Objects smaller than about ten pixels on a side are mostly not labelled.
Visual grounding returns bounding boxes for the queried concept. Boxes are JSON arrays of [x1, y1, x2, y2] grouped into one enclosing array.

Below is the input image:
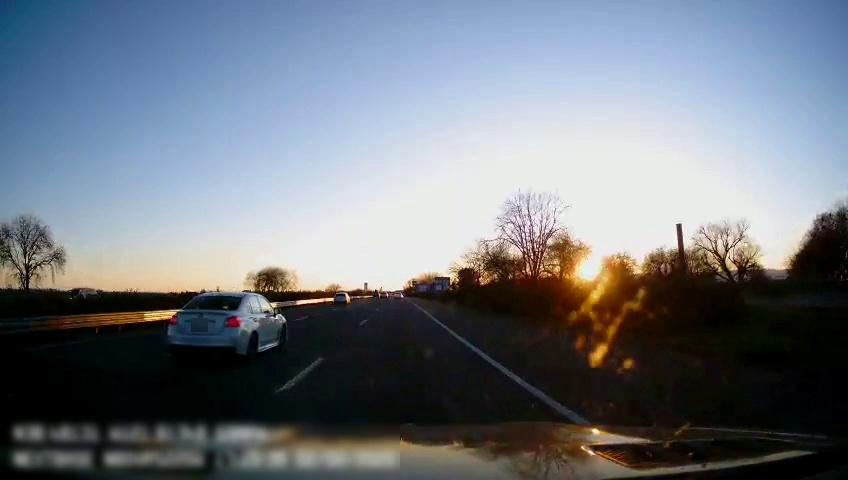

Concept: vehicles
[[333, 292, 350, 305], [167, 293, 288, 366], [64, 287, 98, 302]]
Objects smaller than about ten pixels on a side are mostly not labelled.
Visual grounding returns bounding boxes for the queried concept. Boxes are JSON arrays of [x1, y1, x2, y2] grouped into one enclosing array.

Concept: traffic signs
[[418, 283, 429, 291], [436, 278, 450, 287]]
